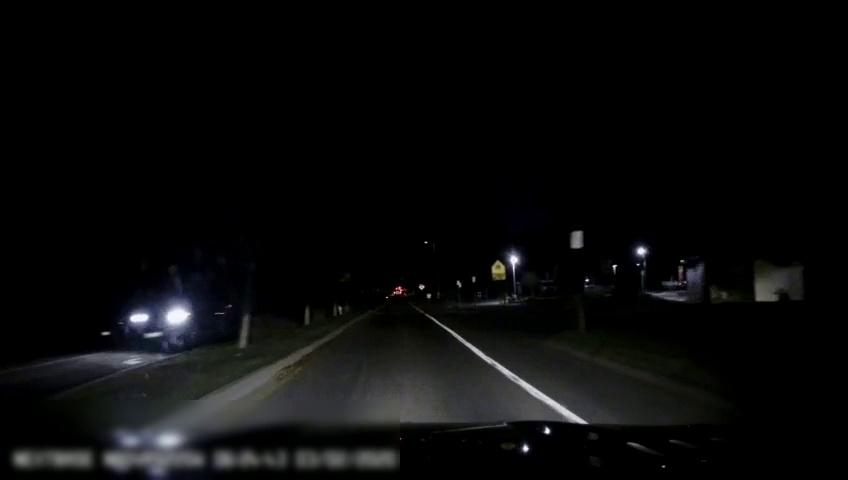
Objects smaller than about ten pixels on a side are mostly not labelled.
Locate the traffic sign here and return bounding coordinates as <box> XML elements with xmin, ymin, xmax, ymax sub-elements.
<box><xmin>491</xmin><ymin>259</ymin><xmax>507</xmax><ymax>281</ymax></box>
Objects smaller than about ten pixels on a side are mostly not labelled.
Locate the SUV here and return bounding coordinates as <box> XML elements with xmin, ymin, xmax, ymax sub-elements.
<box><xmin>123</xmin><ymin>282</ymin><xmax>235</xmax><ymax>351</ymax></box>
